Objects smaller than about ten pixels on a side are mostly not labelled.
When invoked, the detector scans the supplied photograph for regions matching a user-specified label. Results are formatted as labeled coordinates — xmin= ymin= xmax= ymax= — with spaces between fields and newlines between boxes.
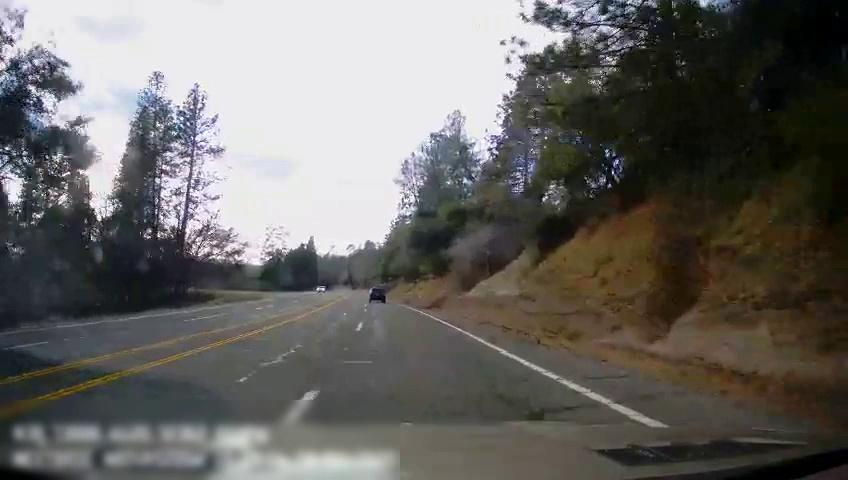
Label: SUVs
xmin=368 ymin=288 xmax=386 ymax=304
xmin=316 ymin=285 xmax=326 ymax=294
